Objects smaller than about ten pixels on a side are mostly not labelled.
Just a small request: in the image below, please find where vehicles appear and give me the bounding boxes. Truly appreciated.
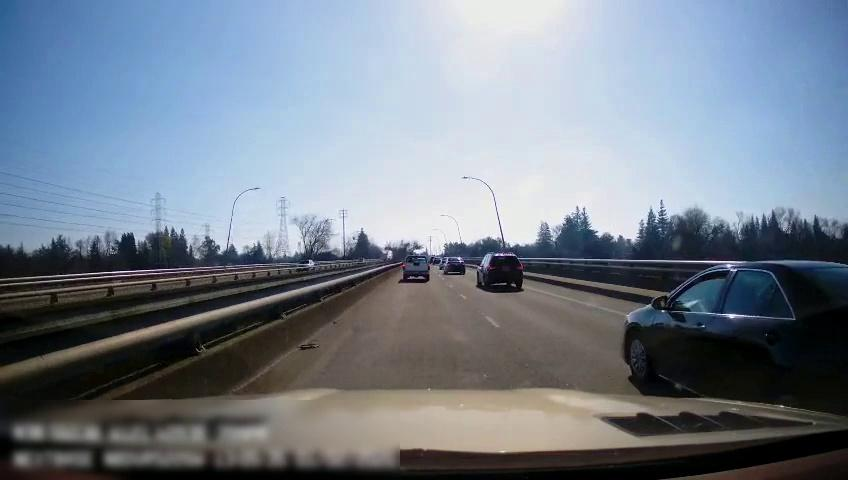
[403,254,431,282]
[432,256,442,265]
[621,258,848,414]
[476,252,523,290]
[296,259,316,272]
[439,255,445,270]
[443,256,466,275]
